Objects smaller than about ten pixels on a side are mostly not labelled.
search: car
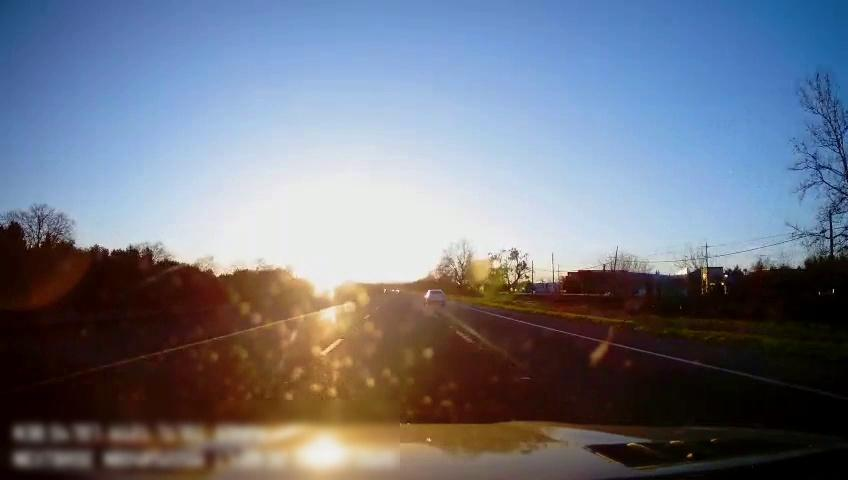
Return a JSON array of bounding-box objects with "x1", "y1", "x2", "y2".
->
[{"x1": 425, "y1": 289, "x2": 445, "y2": 305}]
